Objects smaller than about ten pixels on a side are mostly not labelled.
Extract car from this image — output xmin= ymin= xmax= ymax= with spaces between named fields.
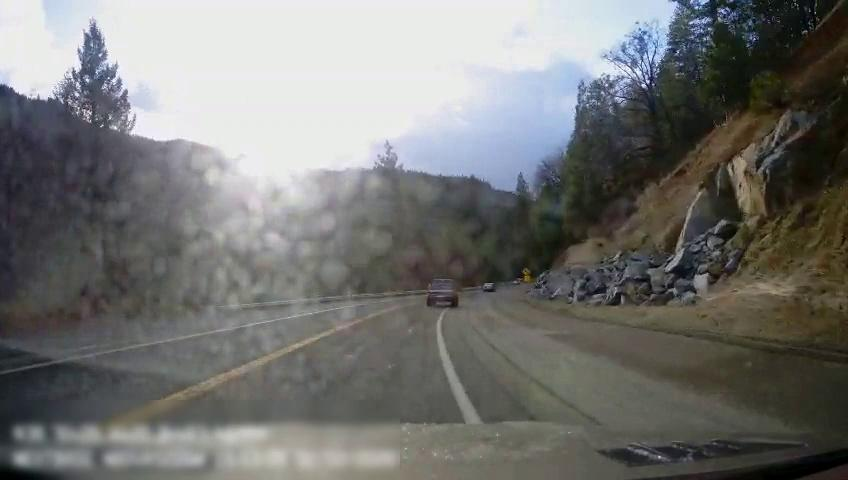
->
xmin=482 ymin=282 xmax=497 ymax=292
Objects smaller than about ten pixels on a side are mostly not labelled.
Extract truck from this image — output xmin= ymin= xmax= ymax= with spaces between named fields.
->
xmin=427 ymin=278 xmax=459 ymax=307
